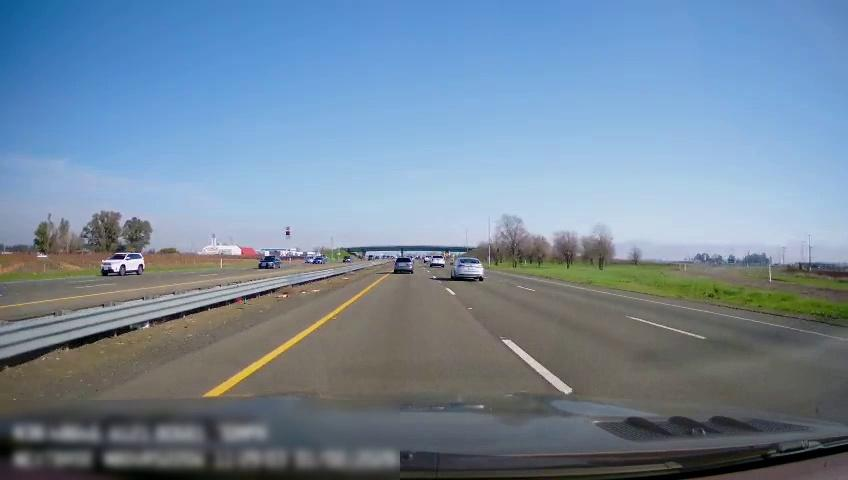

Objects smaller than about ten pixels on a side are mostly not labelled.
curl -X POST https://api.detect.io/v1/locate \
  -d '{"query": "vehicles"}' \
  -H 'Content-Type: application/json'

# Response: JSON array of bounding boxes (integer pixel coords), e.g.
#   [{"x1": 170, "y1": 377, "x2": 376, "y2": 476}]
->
[
  {"x1": 342, "y1": 255, "x2": 352, "y2": 264},
  {"x1": 257, "y1": 255, "x2": 283, "y2": 270},
  {"x1": 393, "y1": 257, "x2": 415, "y2": 275},
  {"x1": 304, "y1": 256, "x2": 315, "y2": 264},
  {"x1": 311, "y1": 255, "x2": 326, "y2": 265},
  {"x1": 448, "y1": 257, "x2": 485, "y2": 282},
  {"x1": 429, "y1": 254, "x2": 446, "y2": 268},
  {"x1": 100, "y1": 252, "x2": 145, "y2": 277}
]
